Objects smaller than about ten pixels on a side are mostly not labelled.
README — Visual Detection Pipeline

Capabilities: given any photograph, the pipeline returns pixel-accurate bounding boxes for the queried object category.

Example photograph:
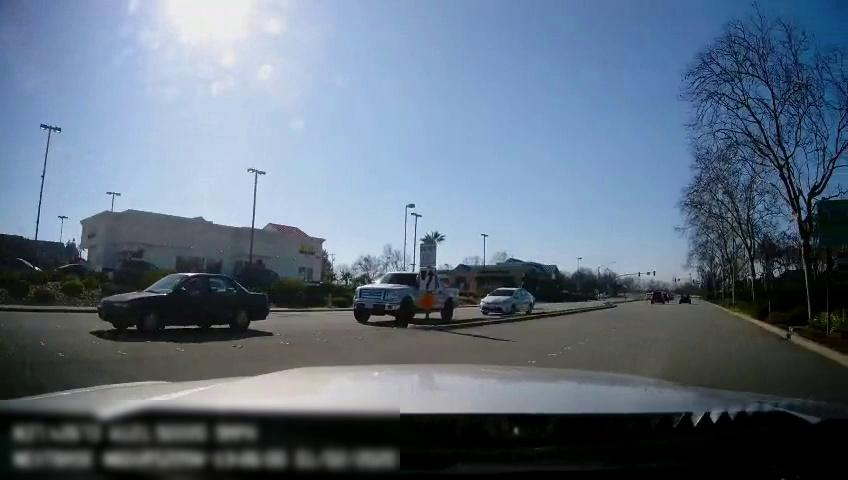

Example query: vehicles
[651,291,665,304]
[679,294,691,304]
[353,272,459,326]
[95,272,270,339]
[479,288,534,317]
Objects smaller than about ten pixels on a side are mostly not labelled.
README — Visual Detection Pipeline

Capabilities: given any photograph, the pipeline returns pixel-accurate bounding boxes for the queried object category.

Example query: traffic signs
[419,268,436,291]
